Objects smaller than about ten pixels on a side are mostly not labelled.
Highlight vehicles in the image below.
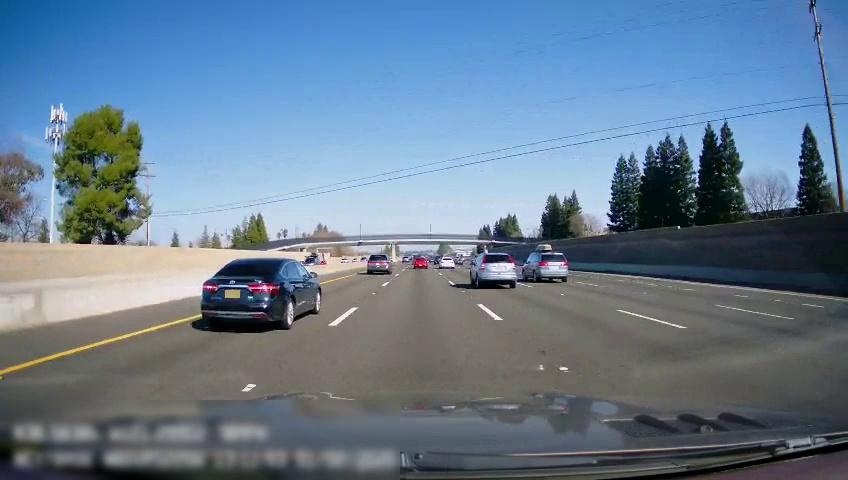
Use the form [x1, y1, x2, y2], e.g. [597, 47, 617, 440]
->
[470, 252, 518, 289]
[413, 257, 429, 270]
[521, 243, 569, 284]
[303, 255, 320, 266]
[366, 254, 393, 275]
[437, 256, 456, 270]
[199, 257, 324, 331]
